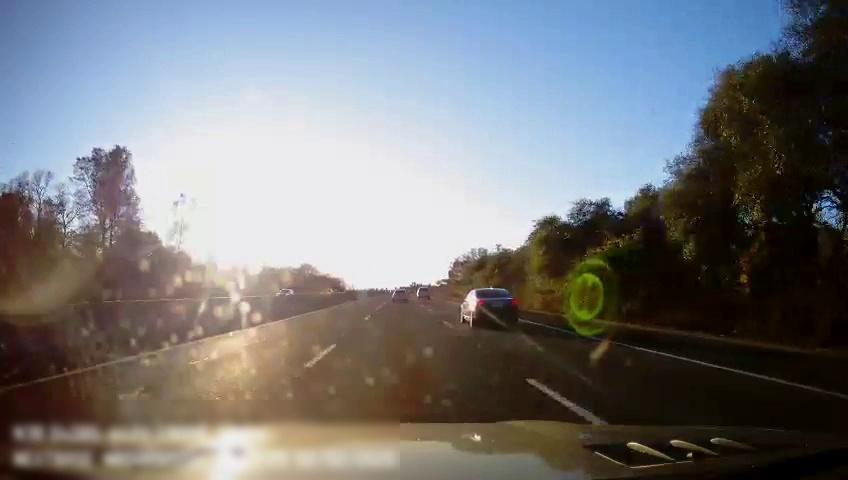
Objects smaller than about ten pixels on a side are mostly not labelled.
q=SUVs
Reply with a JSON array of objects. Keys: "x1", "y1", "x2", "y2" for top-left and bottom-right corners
[{"x1": 417, "y1": 288, "x2": 433, "y2": 301}]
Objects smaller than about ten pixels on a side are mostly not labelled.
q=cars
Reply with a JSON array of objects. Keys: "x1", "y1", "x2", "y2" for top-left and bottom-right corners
[
  {"x1": 460, "y1": 287, "x2": 519, "y2": 331},
  {"x1": 391, "y1": 289, "x2": 409, "y2": 304},
  {"x1": 275, "y1": 289, "x2": 294, "y2": 297}
]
